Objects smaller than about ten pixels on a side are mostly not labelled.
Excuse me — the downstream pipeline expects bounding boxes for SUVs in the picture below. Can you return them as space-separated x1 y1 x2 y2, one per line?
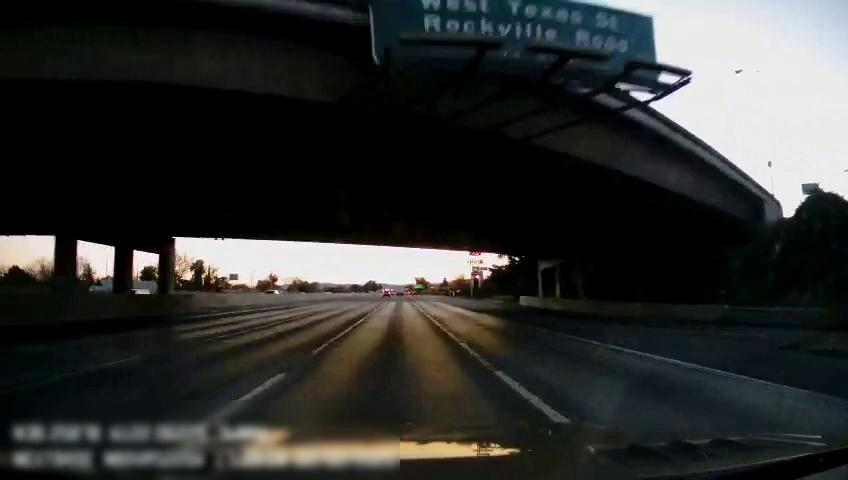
263 290 280 296
127 289 151 296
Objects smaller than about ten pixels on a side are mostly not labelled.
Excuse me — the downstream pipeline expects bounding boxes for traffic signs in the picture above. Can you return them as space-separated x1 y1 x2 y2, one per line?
370 0 656 82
